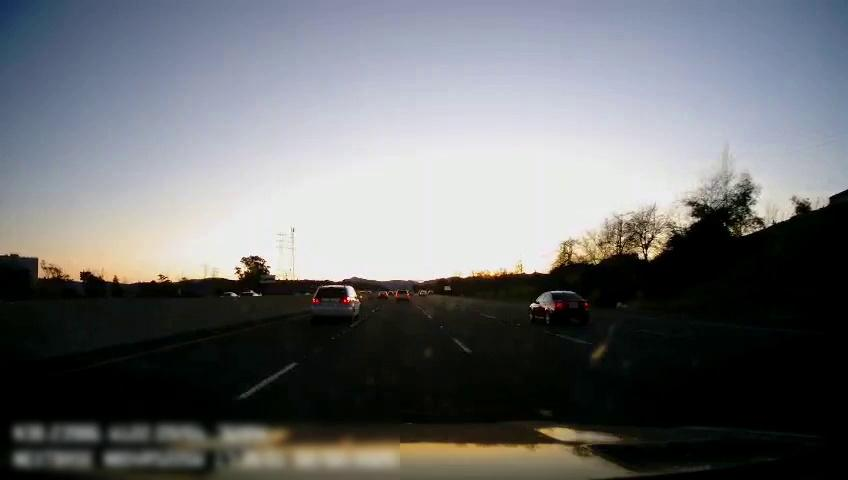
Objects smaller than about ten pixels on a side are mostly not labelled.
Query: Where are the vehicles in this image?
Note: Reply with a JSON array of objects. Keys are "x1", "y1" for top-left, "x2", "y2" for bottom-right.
[
  {"x1": 528, "y1": 291, "x2": 590, "y2": 325},
  {"x1": 219, "y1": 292, "x2": 239, "y2": 298},
  {"x1": 395, "y1": 289, "x2": 411, "y2": 303},
  {"x1": 377, "y1": 291, "x2": 388, "y2": 300},
  {"x1": 311, "y1": 284, "x2": 362, "y2": 323},
  {"x1": 236, "y1": 291, "x2": 262, "y2": 298}
]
